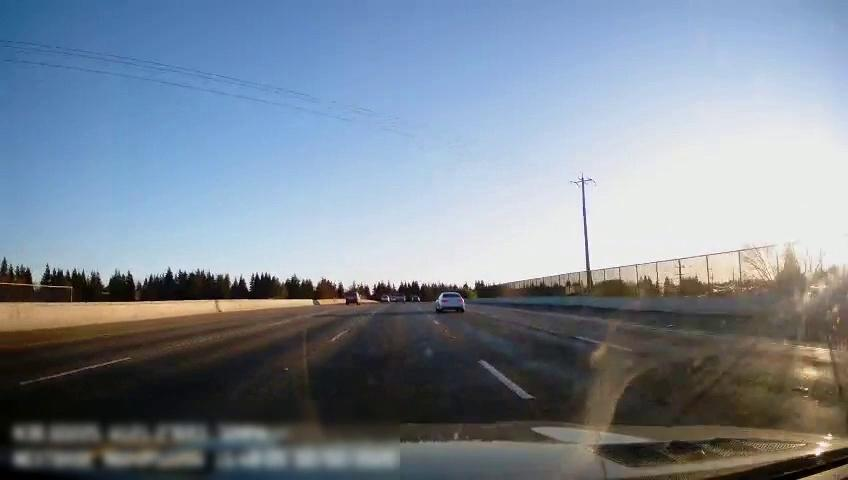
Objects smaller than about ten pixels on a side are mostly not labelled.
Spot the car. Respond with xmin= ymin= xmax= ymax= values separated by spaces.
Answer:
xmin=435 ymin=292 xmax=464 ymax=314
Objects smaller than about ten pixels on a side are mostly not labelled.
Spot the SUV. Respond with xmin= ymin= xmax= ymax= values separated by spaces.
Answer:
xmin=345 ymin=291 xmax=360 ymax=304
